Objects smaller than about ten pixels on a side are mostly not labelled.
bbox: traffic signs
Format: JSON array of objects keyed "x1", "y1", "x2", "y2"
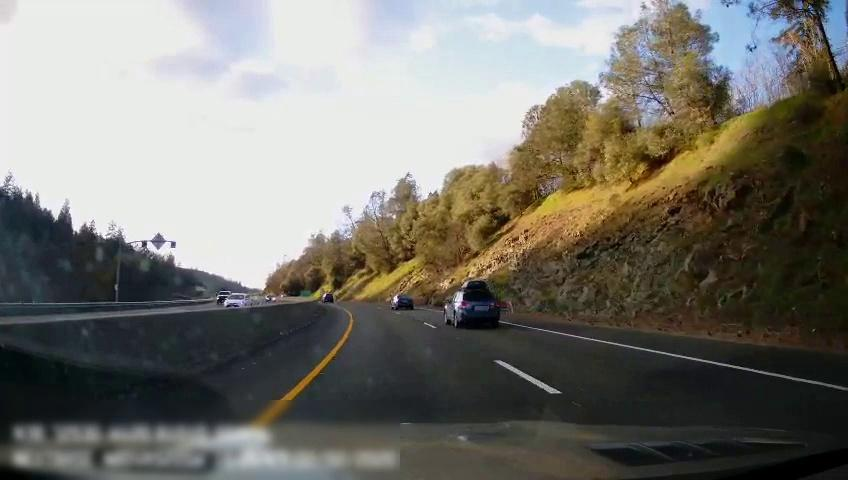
[{"x1": 300, "y1": 289, "x2": 311, "y2": 297}]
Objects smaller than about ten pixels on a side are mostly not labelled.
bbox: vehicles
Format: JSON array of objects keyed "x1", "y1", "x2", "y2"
[
  {"x1": 390, "y1": 293, "x2": 414, "y2": 311},
  {"x1": 321, "y1": 293, "x2": 334, "y2": 304},
  {"x1": 224, "y1": 292, "x2": 254, "y2": 308},
  {"x1": 265, "y1": 293, "x2": 277, "y2": 302},
  {"x1": 216, "y1": 290, "x2": 231, "y2": 305},
  {"x1": 443, "y1": 279, "x2": 500, "y2": 329}
]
